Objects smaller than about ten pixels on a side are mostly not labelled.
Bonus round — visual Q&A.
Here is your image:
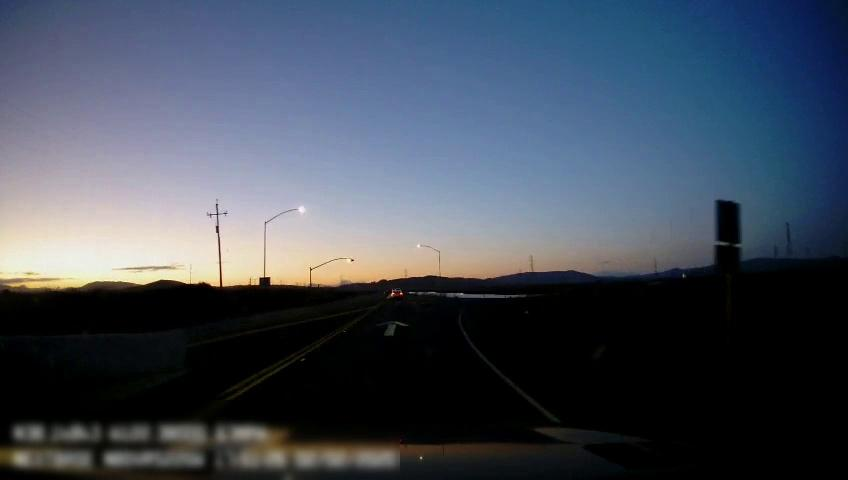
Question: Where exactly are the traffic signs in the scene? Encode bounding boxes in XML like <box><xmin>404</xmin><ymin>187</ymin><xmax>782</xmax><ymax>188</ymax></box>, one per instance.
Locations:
<box><xmin>715</xmin><ymin>200</ymin><xmax>744</xmax><ymax>244</ymax></box>
<box><xmin>714</xmin><ymin>246</ymin><xmax>743</xmax><ymax>270</ymax></box>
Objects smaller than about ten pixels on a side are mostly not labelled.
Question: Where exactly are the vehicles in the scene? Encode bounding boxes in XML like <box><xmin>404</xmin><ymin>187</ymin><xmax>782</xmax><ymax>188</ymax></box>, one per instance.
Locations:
<box><xmin>389</xmin><ymin>289</ymin><xmax>404</xmax><ymax>300</ymax></box>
